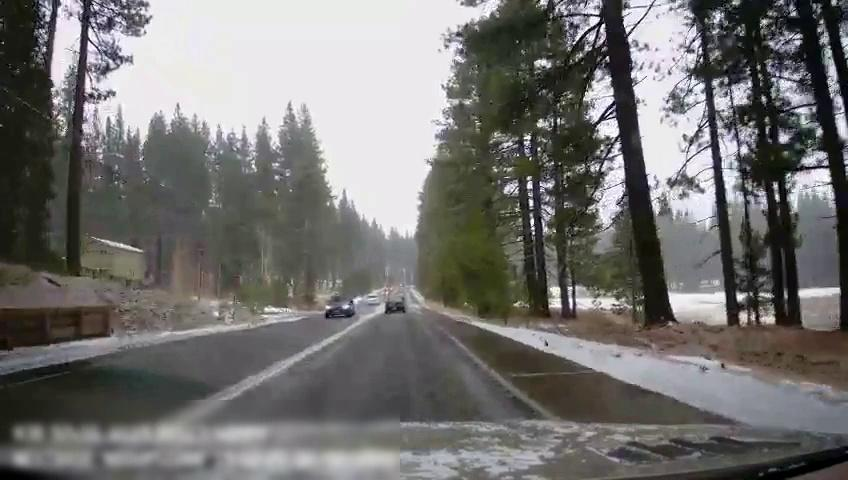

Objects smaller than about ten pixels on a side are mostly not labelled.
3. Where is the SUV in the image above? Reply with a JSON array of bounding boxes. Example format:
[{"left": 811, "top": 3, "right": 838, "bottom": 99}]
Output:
[{"left": 324, "top": 296, "right": 355, "bottom": 319}]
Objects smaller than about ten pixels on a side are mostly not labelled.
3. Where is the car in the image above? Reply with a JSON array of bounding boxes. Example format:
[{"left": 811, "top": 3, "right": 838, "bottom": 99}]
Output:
[{"left": 385, "top": 301, "right": 405, "bottom": 314}]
